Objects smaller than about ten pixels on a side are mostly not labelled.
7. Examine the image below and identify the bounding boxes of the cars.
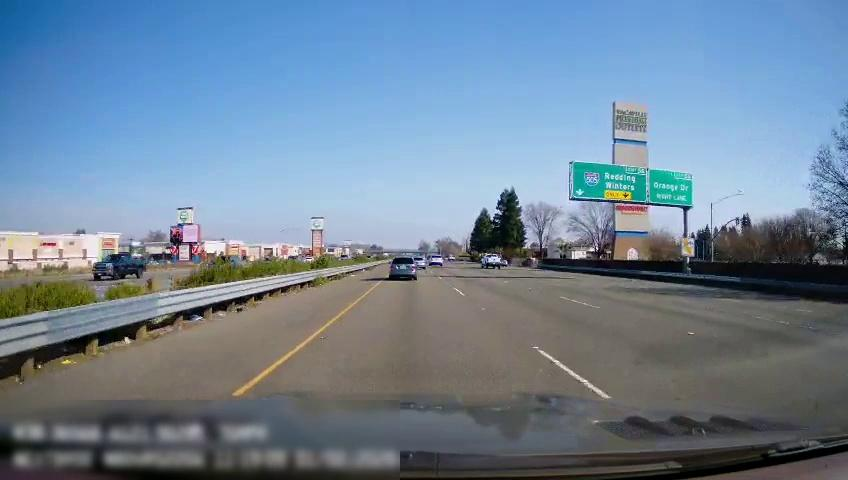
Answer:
[412,256,427,271]
[389,257,417,280]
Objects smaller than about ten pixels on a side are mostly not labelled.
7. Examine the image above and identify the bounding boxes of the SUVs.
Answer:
[428,253,443,266]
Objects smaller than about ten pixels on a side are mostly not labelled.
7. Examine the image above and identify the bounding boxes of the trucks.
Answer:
[481,253,502,269]
[91,254,146,281]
